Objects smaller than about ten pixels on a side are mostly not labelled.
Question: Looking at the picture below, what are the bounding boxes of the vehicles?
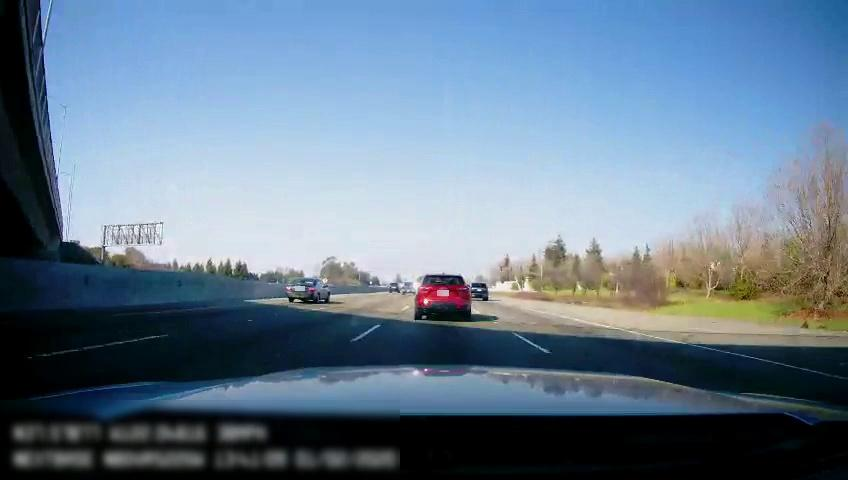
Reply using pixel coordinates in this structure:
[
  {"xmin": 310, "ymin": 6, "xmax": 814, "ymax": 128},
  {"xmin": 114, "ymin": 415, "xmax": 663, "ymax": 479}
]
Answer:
[
  {"xmin": 399, "ymin": 280, "xmax": 416, "ymax": 296},
  {"xmin": 285, "ymin": 277, "xmax": 332, "ymax": 305},
  {"xmin": 470, "ymin": 282, "xmax": 489, "ymax": 303},
  {"xmin": 414, "ymin": 272, "xmax": 473, "ymax": 322},
  {"xmin": 387, "ymin": 282, "xmax": 400, "ymax": 293}
]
